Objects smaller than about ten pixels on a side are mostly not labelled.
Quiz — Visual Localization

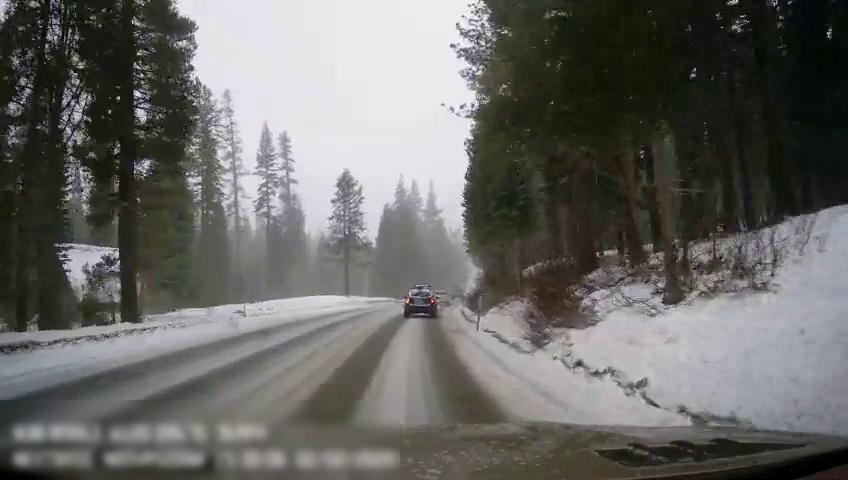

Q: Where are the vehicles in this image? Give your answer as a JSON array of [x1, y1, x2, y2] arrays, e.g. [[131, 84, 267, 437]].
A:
[[403, 284, 440, 319], [432, 289, 450, 307]]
